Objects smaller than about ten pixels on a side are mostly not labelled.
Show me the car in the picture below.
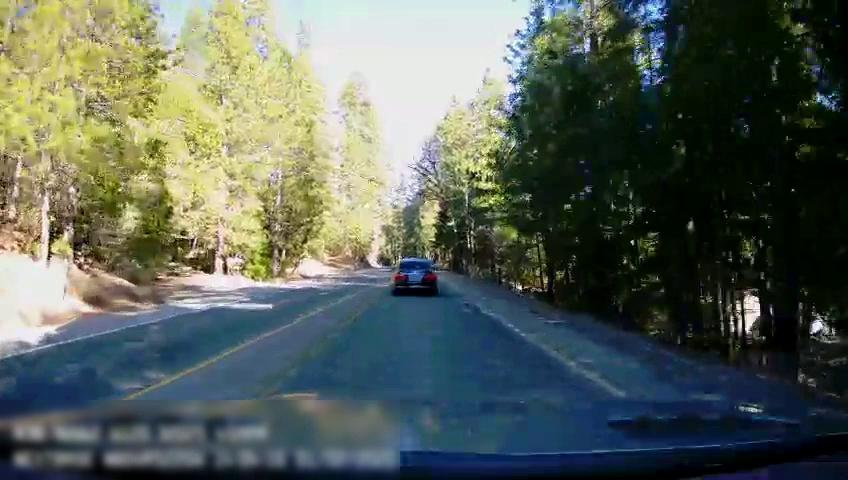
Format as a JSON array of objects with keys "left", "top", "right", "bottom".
[{"left": 392, "top": 257, "right": 439, "bottom": 295}]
